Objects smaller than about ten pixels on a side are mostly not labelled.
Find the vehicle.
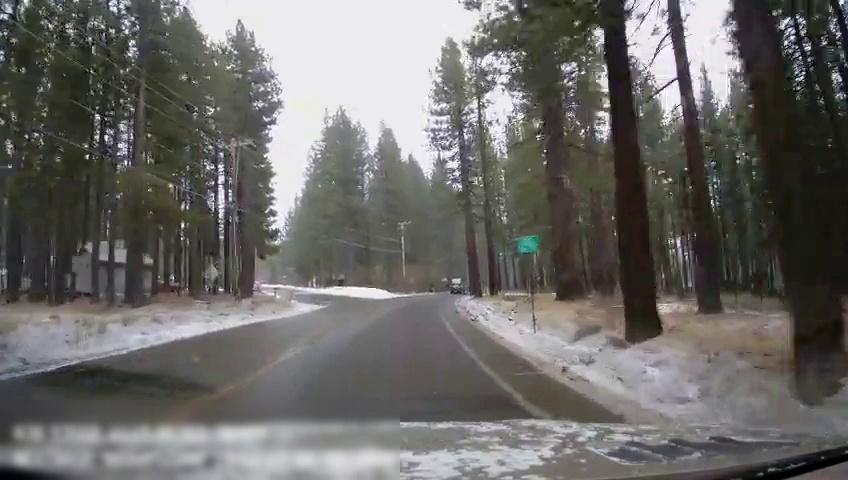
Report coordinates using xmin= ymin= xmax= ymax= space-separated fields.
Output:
xmin=449 ymin=284 xmax=465 ymax=295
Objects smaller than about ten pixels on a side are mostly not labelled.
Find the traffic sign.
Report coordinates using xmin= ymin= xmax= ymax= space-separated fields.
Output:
xmin=517 ymin=234 xmax=542 ymax=254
